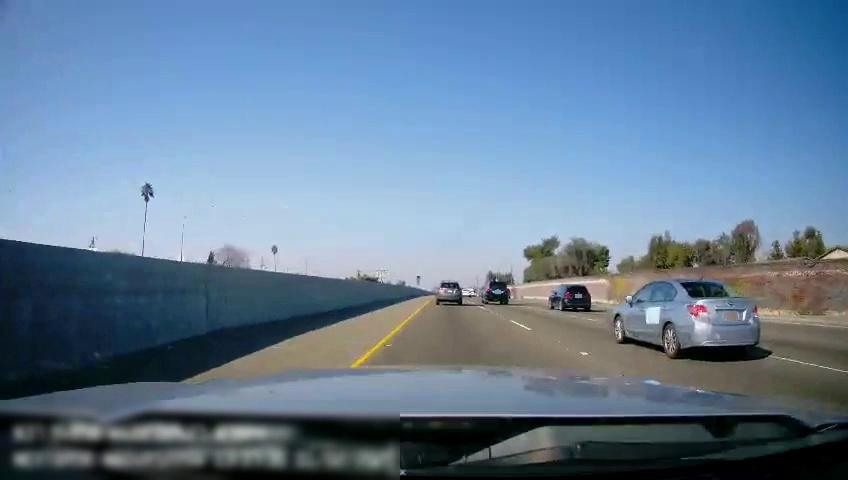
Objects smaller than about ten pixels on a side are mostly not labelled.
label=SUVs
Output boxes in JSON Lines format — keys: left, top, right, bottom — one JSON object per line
{"left": 548, "top": 284, "right": 591, "bottom": 312}
{"left": 435, "top": 280, "right": 463, "bottom": 305}
{"left": 480, "top": 281, "right": 511, "bottom": 305}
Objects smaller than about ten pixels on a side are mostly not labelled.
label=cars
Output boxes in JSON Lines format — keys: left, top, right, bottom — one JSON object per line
{"left": 608, "top": 278, "right": 762, "bottom": 360}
